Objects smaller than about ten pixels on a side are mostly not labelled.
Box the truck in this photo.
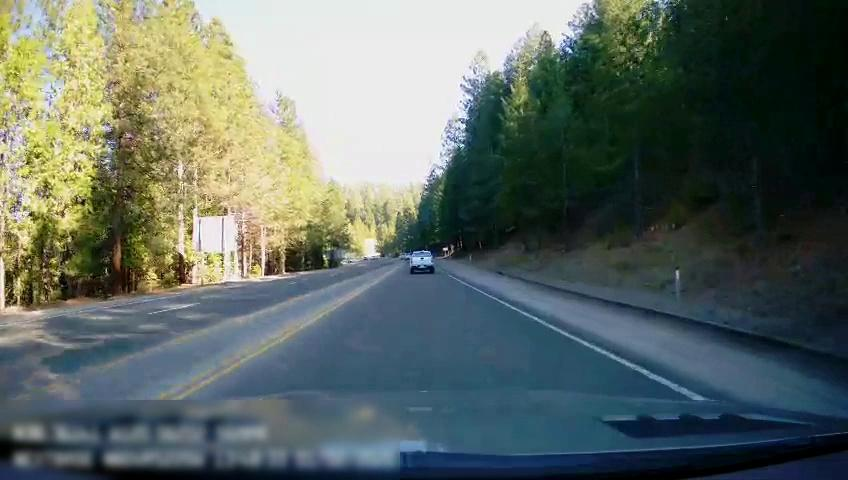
[408,250,435,275]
